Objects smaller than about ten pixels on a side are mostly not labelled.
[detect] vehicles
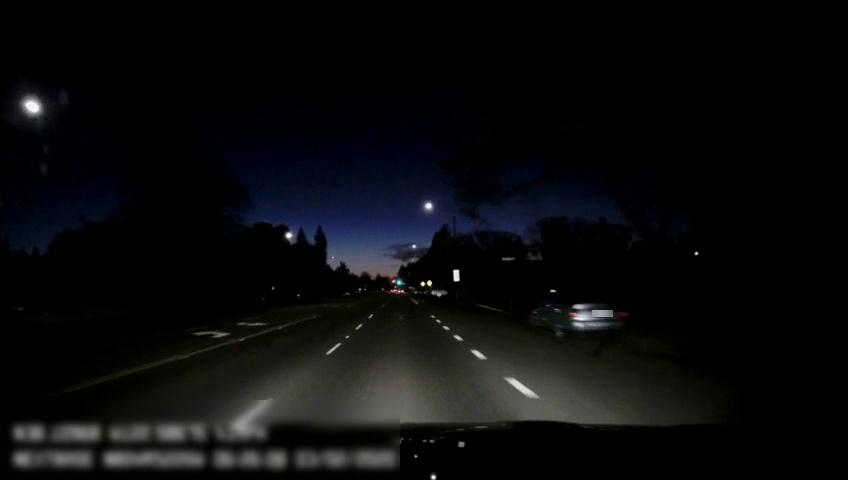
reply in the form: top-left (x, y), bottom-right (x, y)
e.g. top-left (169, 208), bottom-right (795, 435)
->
top-left (431, 286), bottom-right (449, 301)
top-left (527, 287), bottom-right (631, 343)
